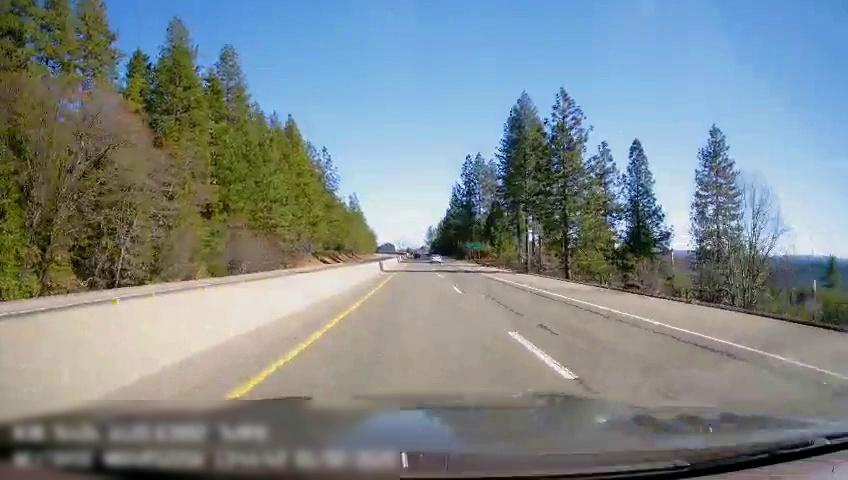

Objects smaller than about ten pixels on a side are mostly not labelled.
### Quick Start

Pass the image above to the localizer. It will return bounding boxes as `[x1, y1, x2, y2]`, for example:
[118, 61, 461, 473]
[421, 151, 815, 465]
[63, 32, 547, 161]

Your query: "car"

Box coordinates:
[428, 254, 442, 264]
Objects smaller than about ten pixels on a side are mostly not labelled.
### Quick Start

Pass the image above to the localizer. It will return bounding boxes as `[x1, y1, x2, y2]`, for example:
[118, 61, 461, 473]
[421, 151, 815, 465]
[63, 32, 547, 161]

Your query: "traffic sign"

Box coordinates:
[464, 242, 481, 249]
